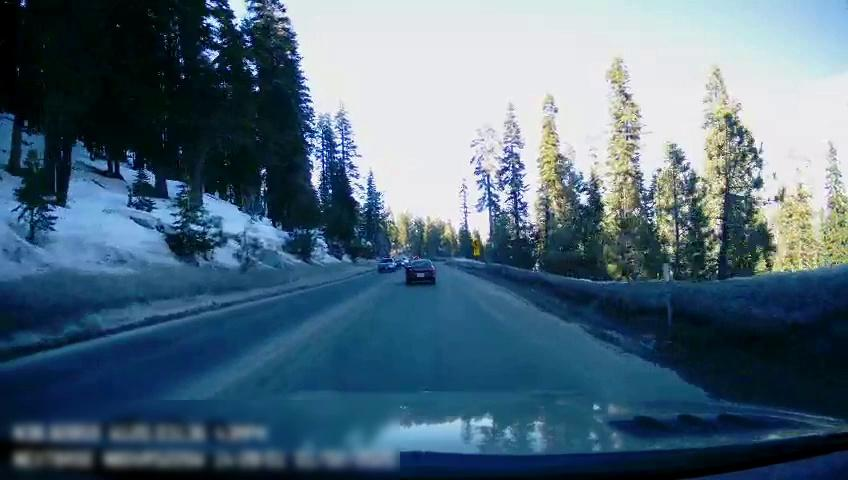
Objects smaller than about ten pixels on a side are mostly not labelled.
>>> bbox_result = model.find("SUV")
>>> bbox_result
[377,257,397,273]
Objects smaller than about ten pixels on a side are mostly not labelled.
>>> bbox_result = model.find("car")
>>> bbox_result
[404,258,436,287]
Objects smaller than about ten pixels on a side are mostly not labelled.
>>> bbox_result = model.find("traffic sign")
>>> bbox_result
[472,246,481,257]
